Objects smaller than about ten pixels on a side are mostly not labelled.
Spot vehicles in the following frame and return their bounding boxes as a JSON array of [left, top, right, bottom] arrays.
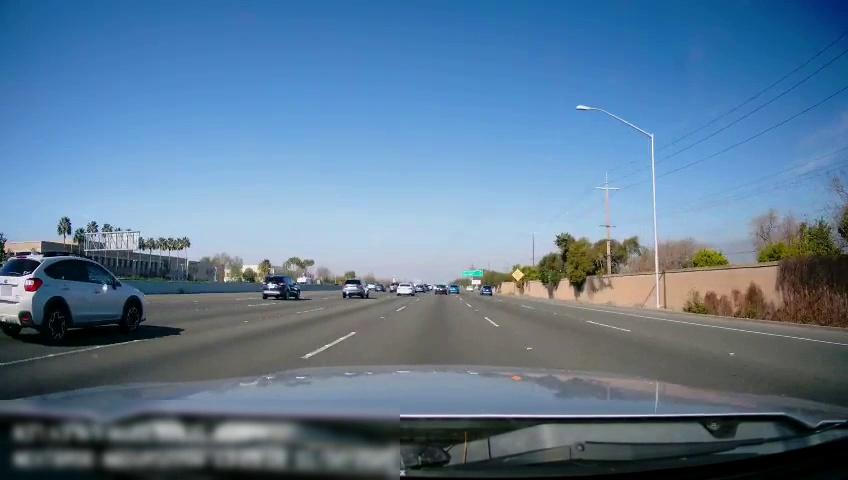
[[396, 281, 415, 297], [435, 285, 448, 296], [389, 282, 400, 294], [0, 250, 148, 345], [448, 284, 460, 295], [261, 275, 301, 301], [375, 284, 387, 292], [414, 284, 426, 294], [342, 279, 369, 299], [479, 286, 493, 297]]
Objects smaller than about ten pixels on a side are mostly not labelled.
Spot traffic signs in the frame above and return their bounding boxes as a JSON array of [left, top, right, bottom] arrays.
[[471, 279, 482, 285], [511, 269, 525, 282], [463, 270, 484, 278]]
